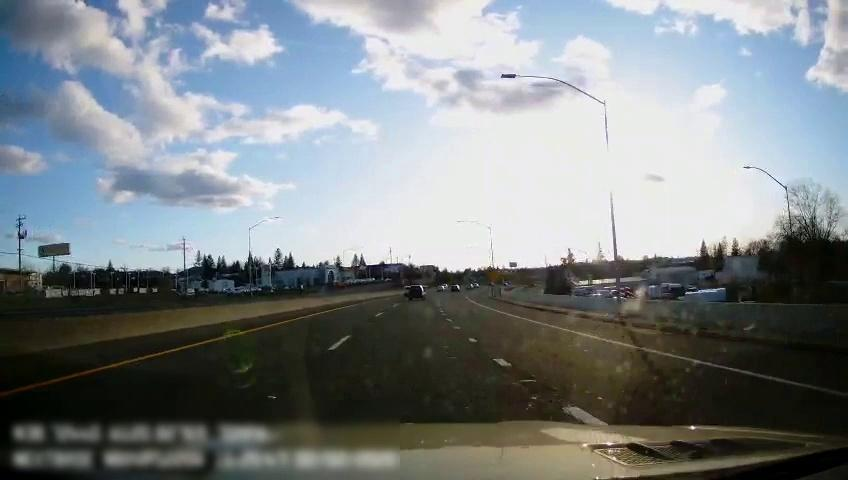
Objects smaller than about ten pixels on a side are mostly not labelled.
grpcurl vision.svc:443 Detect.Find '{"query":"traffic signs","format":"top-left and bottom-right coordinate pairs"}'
top-left (486, 270), bottom-right (502, 283)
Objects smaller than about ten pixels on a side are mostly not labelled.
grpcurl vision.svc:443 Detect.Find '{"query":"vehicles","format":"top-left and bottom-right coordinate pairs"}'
top-left (408, 284), bottom-right (425, 299)
top-left (450, 284), bottom-right (461, 293)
